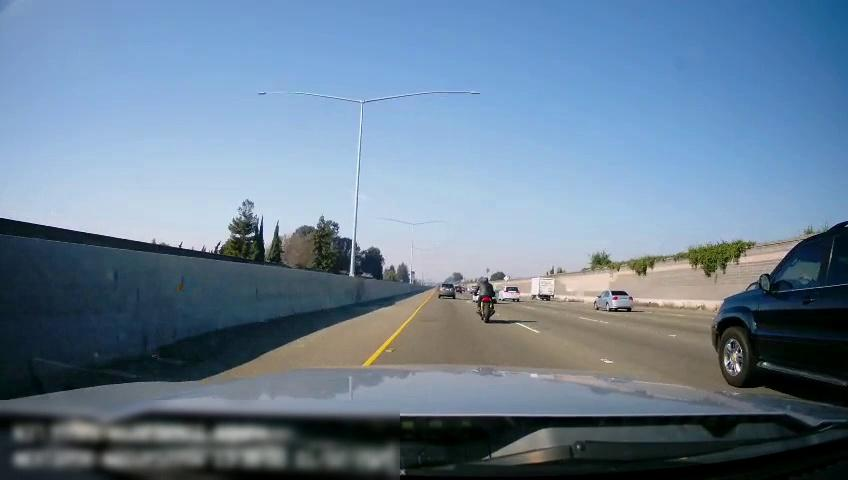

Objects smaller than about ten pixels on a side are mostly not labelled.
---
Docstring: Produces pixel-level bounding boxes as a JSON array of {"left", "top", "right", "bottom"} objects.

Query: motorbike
[{"left": 473, "top": 277, "right": 497, "bottom": 324}]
